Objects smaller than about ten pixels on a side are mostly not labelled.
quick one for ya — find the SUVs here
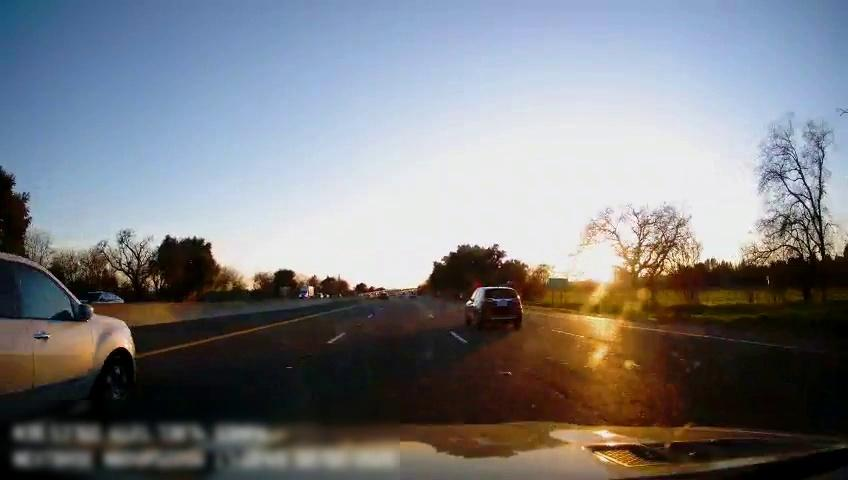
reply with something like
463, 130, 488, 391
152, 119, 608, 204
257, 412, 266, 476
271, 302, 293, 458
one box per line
76, 291, 122, 304
0, 250, 137, 448
465, 286, 523, 332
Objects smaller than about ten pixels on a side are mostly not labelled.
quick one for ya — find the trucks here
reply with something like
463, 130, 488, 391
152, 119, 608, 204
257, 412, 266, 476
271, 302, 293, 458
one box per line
298, 286, 315, 299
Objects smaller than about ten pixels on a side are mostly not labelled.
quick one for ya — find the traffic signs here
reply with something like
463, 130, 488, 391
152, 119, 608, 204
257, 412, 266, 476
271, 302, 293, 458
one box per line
549, 278, 570, 292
